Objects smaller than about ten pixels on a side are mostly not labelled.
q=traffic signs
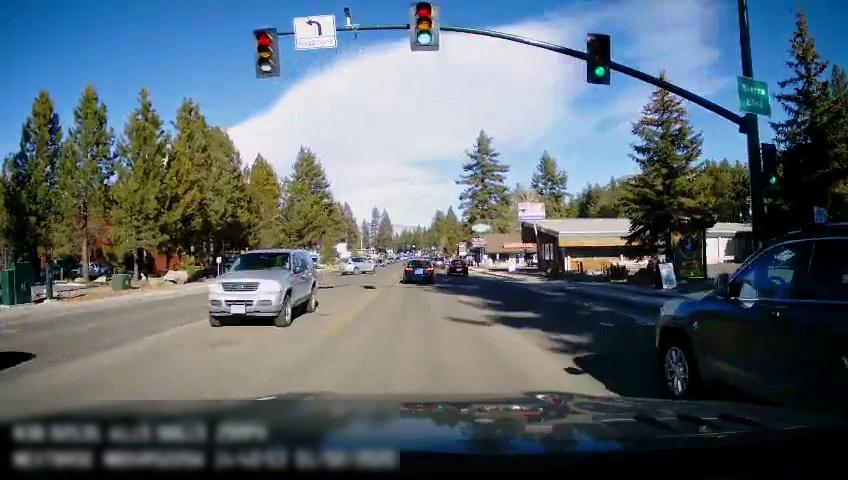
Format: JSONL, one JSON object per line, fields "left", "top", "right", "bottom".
{"left": 737, "top": 74, "right": 772, "bottom": 116}
{"left": 293, "top": 16, "right": 337, "bottom": 50}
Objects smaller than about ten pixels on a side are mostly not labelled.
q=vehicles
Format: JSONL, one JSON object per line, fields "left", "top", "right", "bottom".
{"left": 72, "top": 259, "right": 113, "bottom": 283}
{"left": 207, "top": 249, "right": 319, "bottom": 329}
{"left": 432, "top": 257, "right": 445, "bottom": 268}
{"left": 404, "top": 259, "right": 433, "bottom": 285}
{"left": 448, "top": 259, "right": 469, "bottom": 277}
{"left": 338, "top": 256, "right": 377, "bottom": 277}
{"left": 654, "top": 224, "right": 848, "bottom": 417}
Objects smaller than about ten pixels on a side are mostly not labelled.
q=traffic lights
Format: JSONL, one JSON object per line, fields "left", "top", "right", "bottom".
{"left": 762, "top": 142, "right": 778, "bottom": 192}
{"left": 585, "top": 31, "right": 612, "bottom": 86}
{"left": 253, "top": 27, "right": 281, "bottom": 78}
{"left": 409, "top": 0, "right": 441, "bottom": 53}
